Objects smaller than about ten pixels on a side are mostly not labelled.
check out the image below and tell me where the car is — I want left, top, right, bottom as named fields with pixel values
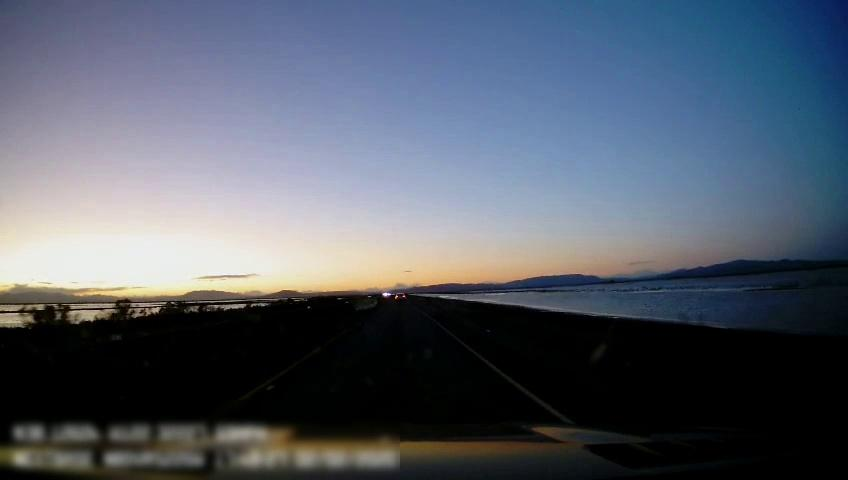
left=395, top=292, right=407, bottom=301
